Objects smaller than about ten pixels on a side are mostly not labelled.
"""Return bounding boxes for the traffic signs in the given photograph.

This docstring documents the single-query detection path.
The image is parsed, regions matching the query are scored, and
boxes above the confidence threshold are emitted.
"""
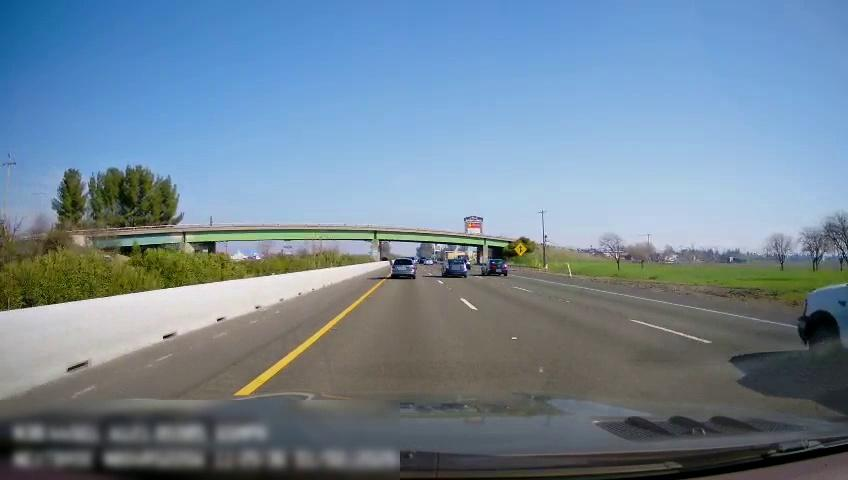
[513,242,526,258]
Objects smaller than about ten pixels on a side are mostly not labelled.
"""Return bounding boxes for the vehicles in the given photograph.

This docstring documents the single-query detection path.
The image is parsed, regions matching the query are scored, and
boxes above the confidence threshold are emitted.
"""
[460,256,471,271]
[418,255,424,265]
[440,257,469,279]
[796,281,848,368]
[389,256,417,280]
[423,257,435,266]
[480,259,508,276]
